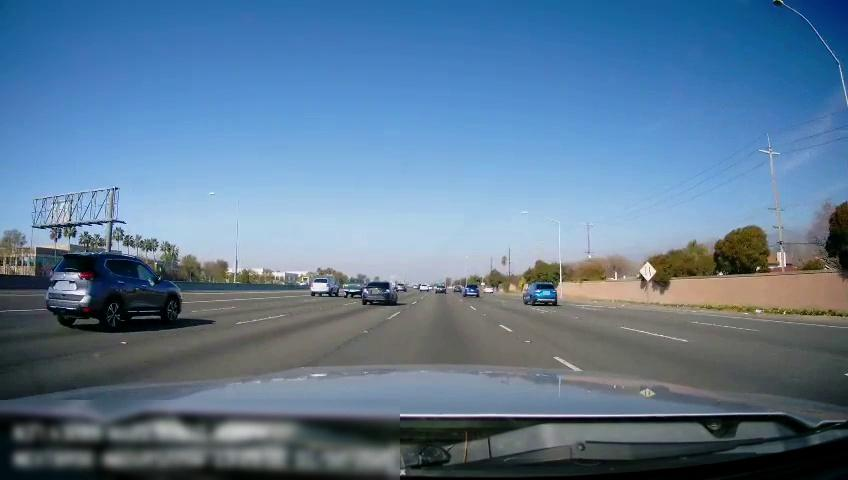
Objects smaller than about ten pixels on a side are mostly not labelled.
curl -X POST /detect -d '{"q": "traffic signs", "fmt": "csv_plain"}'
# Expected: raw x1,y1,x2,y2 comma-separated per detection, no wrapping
639,261,657,282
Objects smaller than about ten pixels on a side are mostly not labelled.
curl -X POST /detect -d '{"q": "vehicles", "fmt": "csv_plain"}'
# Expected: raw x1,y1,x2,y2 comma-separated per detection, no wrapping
396,283,407,293
434,284,447,295
360,281,399,306
522,282,558,307
342,278,365,299
482,287,494,294
463,284,480,298
43,251,183,334
309,277,340,297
